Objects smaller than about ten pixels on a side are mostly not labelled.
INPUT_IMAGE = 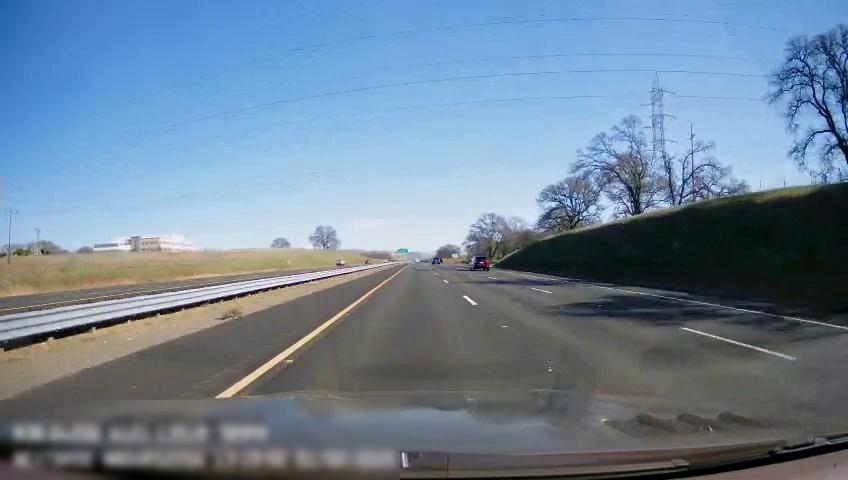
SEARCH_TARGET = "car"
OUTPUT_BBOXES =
[470,255,490,271]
